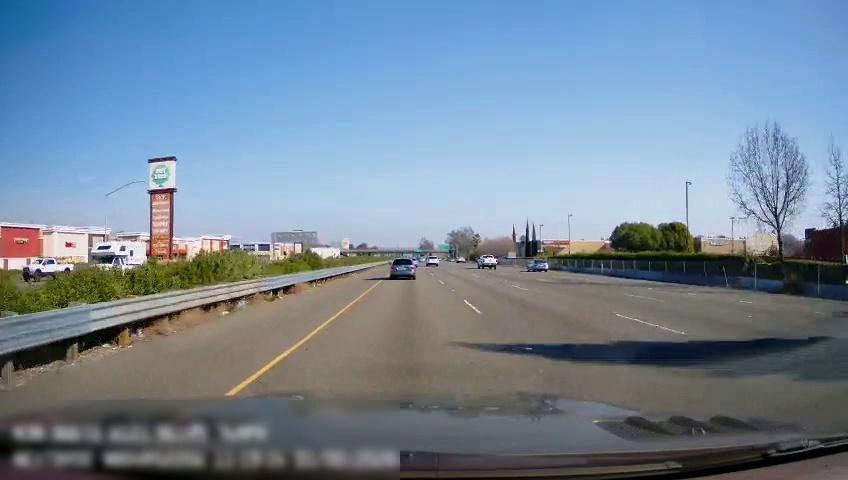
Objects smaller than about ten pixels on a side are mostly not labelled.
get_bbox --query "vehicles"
[477,255,498,270]
[456,256,466,263]
[87,241,148,271]
[528,259,549,272]
[425,255,439,267]
[389,259,416,281]
[22,257,74,282]
[410,258,418,269]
